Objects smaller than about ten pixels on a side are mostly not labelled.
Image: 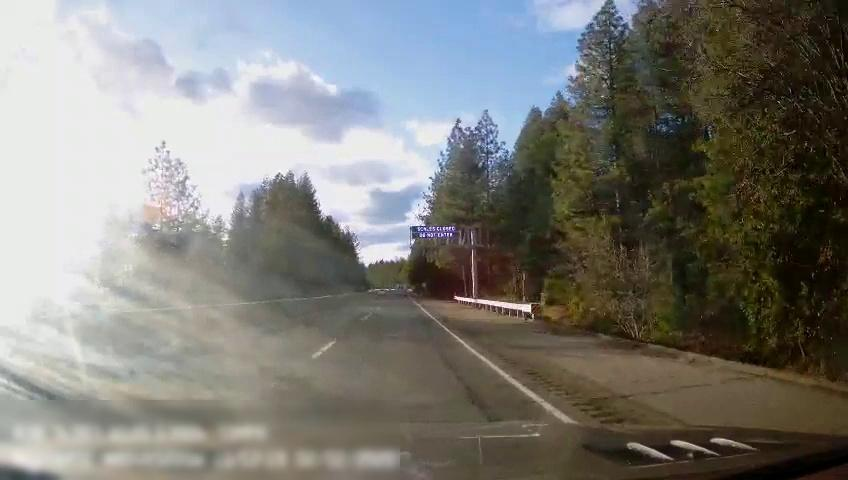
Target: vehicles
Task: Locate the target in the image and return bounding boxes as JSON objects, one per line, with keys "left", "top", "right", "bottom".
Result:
{"left": 395, "top": 283, "right": 407, "bottom": 296}
{"left": 378, "top": 287, "right": 388, "bottom": 296}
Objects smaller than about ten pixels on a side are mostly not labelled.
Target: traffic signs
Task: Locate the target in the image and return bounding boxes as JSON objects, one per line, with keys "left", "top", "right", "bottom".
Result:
{"left": 416, "top": 225, "right": 456, "bottom": 239}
